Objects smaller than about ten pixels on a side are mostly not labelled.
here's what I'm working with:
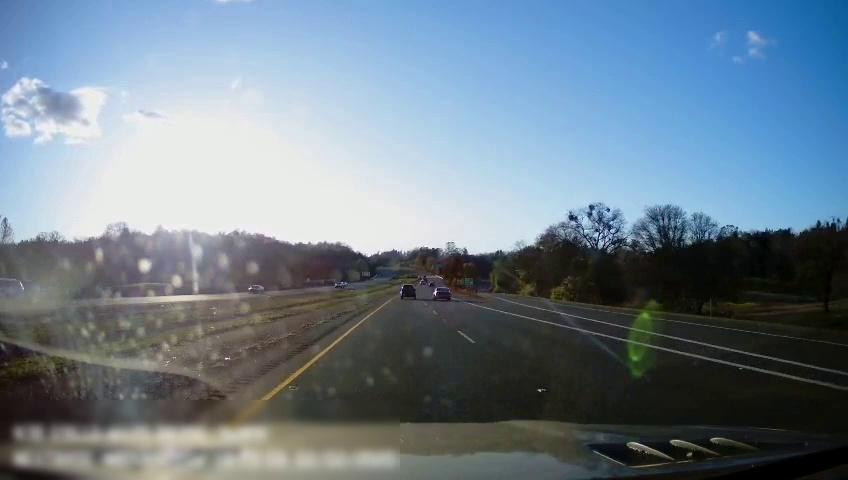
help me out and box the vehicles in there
[0,278,25,304]
[399,284,417,300]
[432,286,452,301]
[247,284,264,295]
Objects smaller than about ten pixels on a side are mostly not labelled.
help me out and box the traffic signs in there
[463,278,474,288]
